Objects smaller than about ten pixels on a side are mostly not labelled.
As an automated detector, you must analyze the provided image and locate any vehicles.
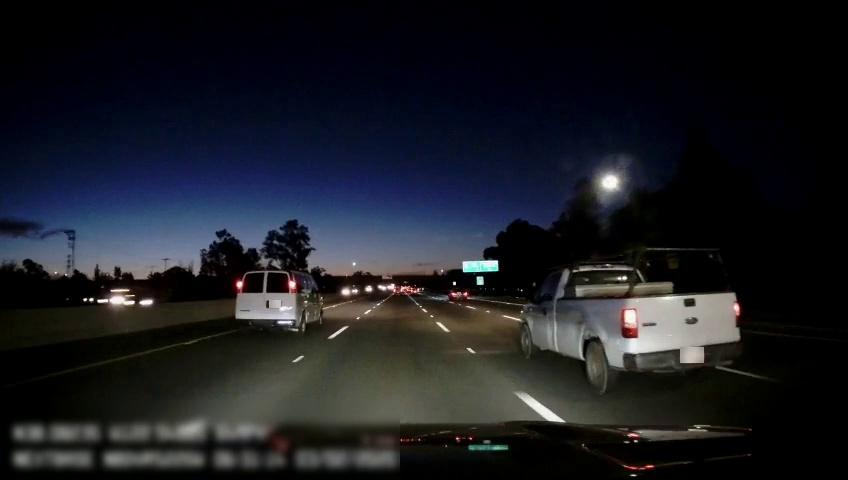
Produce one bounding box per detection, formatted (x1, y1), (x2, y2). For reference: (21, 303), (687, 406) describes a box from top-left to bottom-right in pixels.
(81, 292), (98, 306)
(448, 287), (469, 302)
(233, 268), (325, 338)
(517, 247), (745, 397)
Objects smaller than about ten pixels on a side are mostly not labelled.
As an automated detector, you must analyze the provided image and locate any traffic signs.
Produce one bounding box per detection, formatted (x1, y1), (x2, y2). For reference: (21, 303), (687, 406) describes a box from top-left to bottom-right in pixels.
(476, 276), (485, 287)
(463, 260), (499, 273)
(381, 274), (393, 279)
